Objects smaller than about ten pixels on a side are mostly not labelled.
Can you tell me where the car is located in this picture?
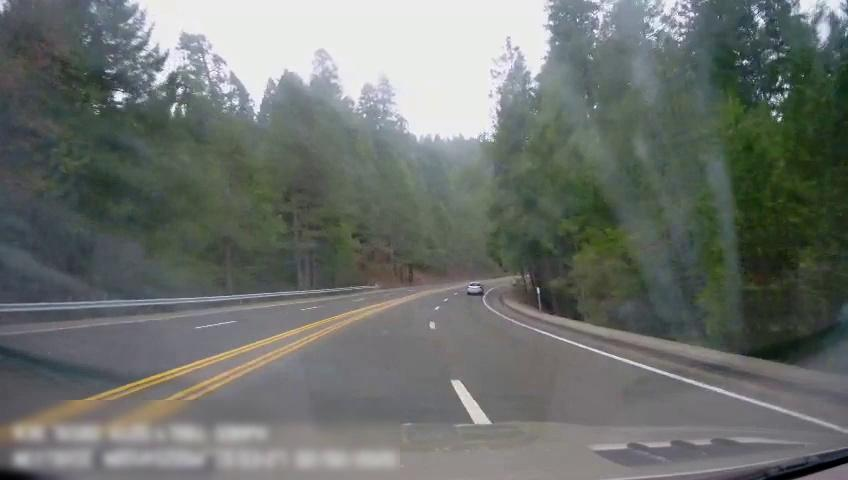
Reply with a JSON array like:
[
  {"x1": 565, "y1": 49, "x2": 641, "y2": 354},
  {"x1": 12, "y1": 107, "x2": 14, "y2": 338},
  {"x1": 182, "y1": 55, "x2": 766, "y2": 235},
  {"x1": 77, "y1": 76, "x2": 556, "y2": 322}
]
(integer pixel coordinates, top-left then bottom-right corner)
[{"x1": 467, "y1": 281, "x2": 484, "y2": 296}]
